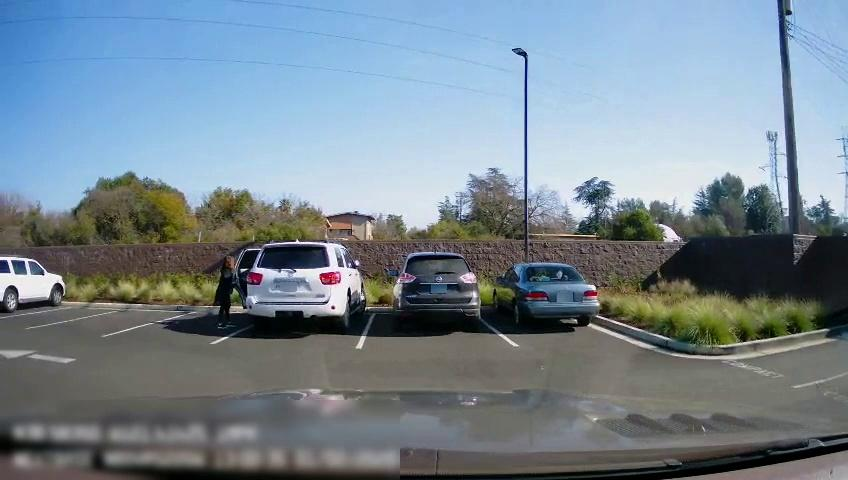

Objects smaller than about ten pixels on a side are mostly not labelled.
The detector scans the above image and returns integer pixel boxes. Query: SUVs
[0,257,65,313]
[391,252,481,330]
[232,242,366,331]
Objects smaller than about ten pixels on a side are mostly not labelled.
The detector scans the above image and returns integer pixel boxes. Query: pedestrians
[213,255,235,322]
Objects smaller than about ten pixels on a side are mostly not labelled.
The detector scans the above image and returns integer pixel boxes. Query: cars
[493,263,599,328]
